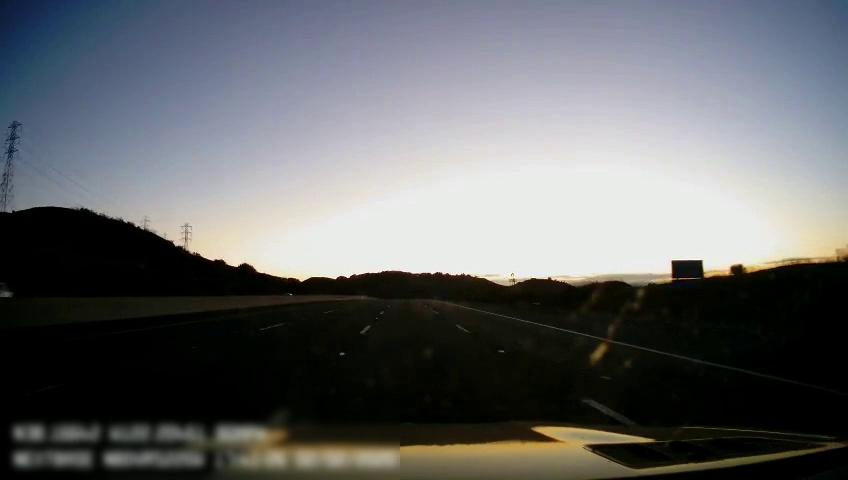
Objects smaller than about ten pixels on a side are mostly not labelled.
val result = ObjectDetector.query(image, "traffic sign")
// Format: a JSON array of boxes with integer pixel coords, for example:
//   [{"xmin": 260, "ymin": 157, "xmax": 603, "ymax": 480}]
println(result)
[{"xmin": 671, "ymin": 259, "xmax": 703, "ymax": 280}]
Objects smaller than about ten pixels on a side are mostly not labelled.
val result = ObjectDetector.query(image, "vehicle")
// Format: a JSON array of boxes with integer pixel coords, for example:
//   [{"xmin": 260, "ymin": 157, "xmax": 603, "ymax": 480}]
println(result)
[{"xmin": 0, "ymin": 287, "xmax": 13, "ymax": 298}]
